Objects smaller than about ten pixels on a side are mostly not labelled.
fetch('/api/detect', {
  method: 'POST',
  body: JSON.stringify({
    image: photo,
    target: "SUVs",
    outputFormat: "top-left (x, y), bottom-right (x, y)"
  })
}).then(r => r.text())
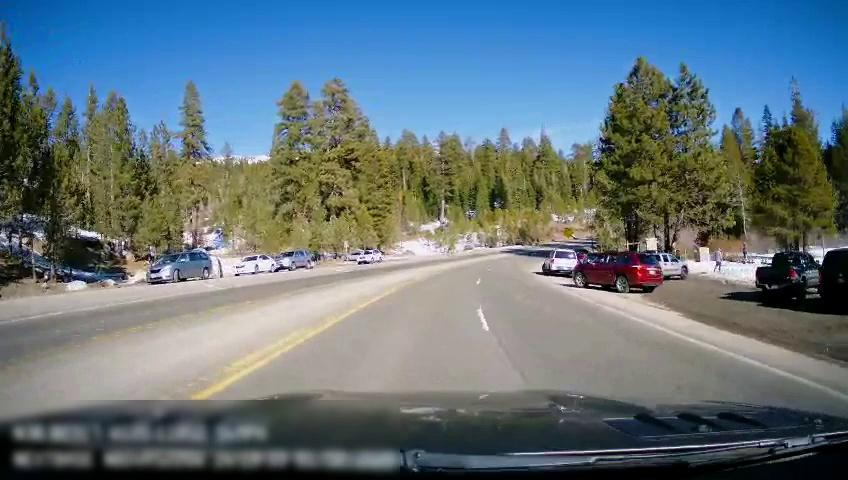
top-left (572, 251), bottom-right (665, 294)
top-left (817, 248), bottom-right (848, 303)
top-left (541, 247), bottom-right (578, 277)
top-left (272, 248), bottom-right (312, 273)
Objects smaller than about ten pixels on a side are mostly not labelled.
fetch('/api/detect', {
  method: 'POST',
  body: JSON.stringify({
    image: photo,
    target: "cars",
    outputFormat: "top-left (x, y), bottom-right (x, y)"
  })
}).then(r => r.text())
top-left (232, 253), bottom-right (276, 277)
top-left (356, 248), bottom-right (383, 264)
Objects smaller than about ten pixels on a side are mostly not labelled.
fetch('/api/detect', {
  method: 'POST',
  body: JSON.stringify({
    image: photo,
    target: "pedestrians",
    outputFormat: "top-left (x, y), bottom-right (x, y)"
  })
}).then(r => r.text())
top-left (713, 250), bottom-right (722, 273)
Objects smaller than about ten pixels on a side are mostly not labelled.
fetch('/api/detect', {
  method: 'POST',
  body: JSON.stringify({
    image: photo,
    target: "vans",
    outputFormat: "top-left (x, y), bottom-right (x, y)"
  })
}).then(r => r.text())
top-left (145, 248), bottom-right (213, 285)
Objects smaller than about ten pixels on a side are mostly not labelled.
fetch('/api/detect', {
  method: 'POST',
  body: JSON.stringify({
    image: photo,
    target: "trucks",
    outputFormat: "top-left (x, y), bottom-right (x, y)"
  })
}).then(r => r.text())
top-left (659, 253), bottom-right (689, 280)
top-left (755, 251), bottom-right (822, 300)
